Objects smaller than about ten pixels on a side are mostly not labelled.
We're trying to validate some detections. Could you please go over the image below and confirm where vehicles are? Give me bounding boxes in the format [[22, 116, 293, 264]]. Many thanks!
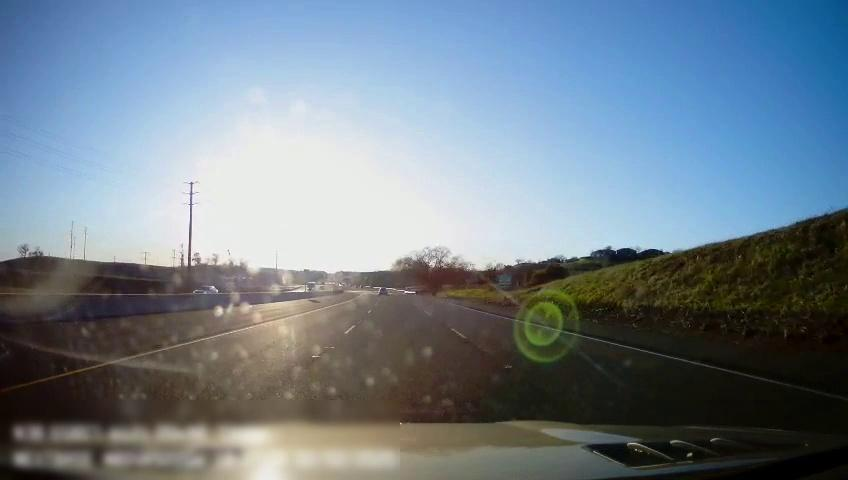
[[192, 285, 219, 295], [307, 282, 316, 291]]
